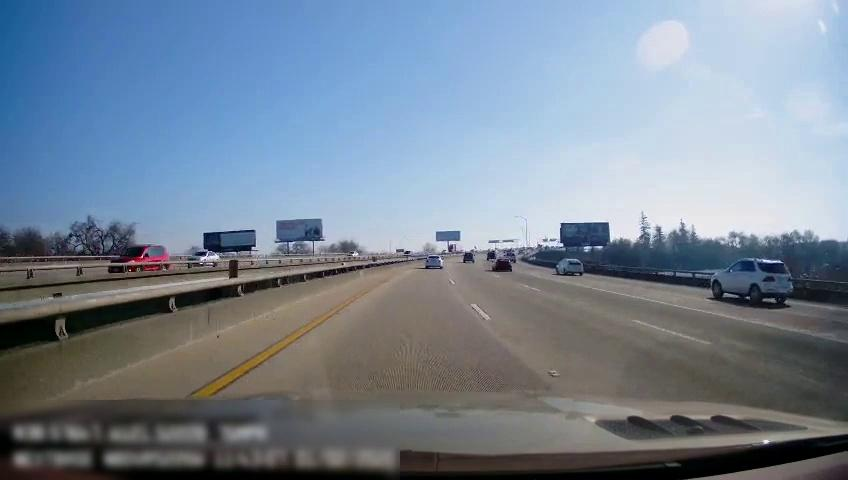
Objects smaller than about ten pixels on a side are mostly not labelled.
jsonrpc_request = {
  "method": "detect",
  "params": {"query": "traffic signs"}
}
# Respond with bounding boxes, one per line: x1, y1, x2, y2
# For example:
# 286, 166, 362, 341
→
488, 239, 501, 244
502, 239, 514, 244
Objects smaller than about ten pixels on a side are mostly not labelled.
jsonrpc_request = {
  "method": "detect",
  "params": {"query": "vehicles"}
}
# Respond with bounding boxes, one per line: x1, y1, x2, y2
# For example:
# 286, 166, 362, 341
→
108, 244, 173, 273
555, 258, 584, 276
425, 253, 444, 269
346, 250, 359, 258
492, 259, 512, 272
710, 257, 794, 306
504, 252, 516, 263
187, 250, 222, 267
486, 251, 497, 261
462, 253, 474, 263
